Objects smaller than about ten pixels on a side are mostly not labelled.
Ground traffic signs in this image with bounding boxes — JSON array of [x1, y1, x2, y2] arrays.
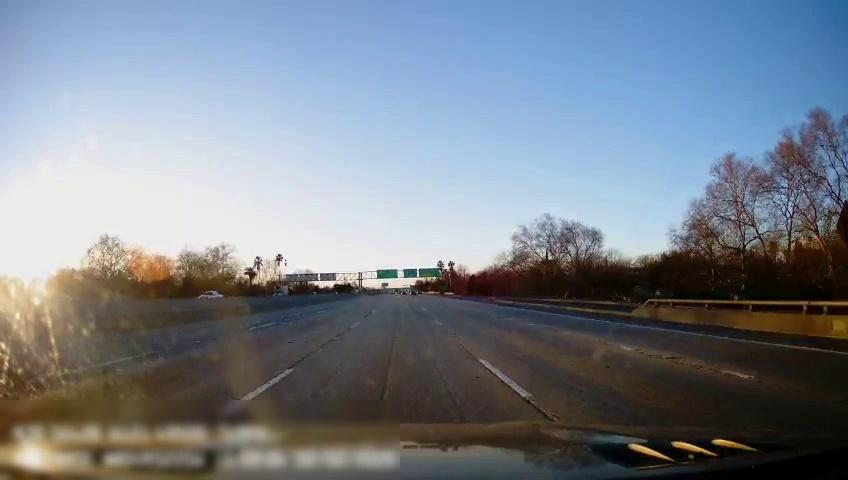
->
[[419, 268, 441, 277], [377, 269, 398, 278], [403, 268, 417, 277]]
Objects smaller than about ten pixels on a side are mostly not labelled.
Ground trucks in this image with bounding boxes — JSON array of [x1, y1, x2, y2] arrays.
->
[[272, 285, 289, 296]]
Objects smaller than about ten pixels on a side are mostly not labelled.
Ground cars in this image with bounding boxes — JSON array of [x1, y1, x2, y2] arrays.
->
[[198, 291, 224, 299]]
